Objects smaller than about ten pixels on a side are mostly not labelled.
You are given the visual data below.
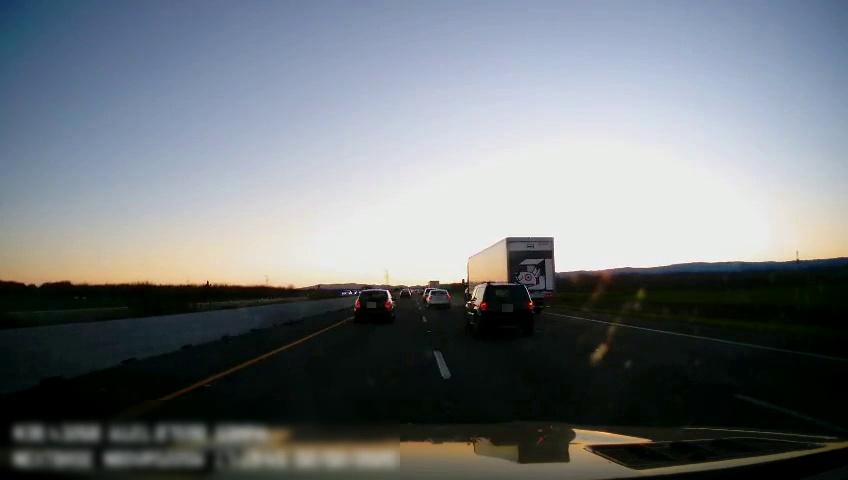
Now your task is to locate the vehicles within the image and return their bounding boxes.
[341,289,353,296]
[353,289,398,325]
[422,287,439,303]
[399,288,412,298]
[428,280,440,291]
[427,289,452,309]
[461,236,555,315]
[463,281,536,340]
